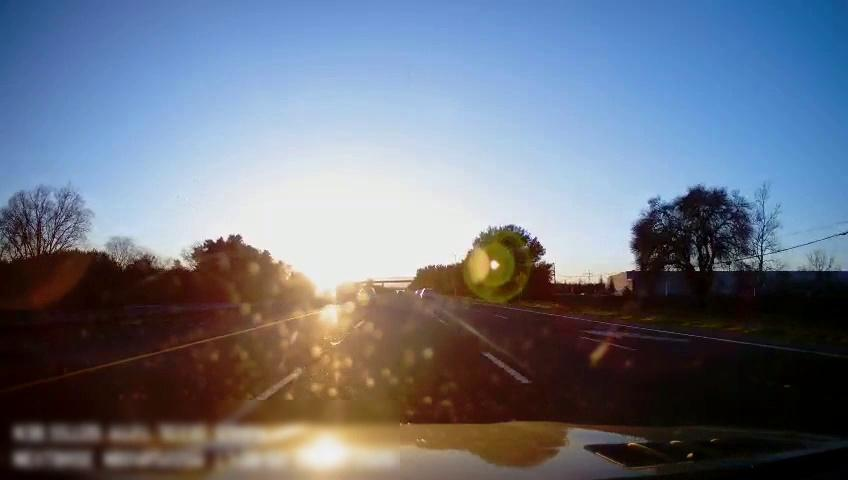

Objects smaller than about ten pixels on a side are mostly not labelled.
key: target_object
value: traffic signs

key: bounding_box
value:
[515,272,531,287]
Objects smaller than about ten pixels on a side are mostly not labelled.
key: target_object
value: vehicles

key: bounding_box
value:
[419,288,436,301]
[356,286,377,305]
